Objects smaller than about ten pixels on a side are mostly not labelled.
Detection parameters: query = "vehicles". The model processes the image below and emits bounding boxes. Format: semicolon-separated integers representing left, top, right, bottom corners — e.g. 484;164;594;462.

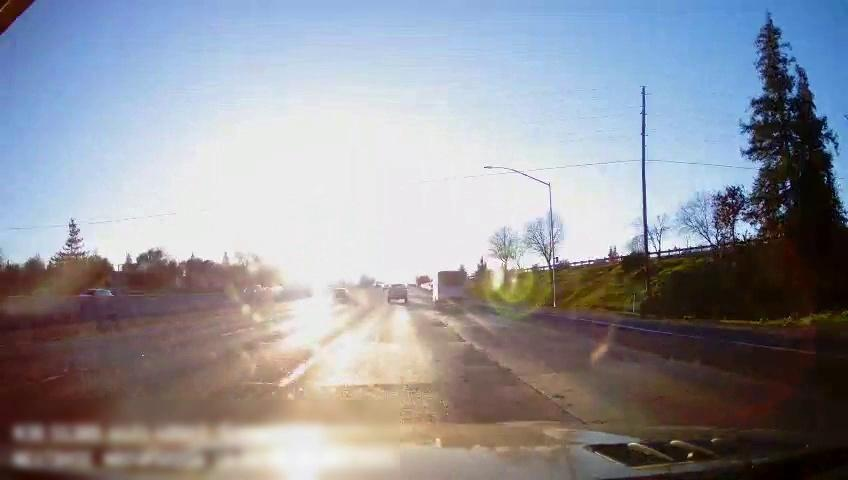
242;284;269;294
334;287;351;300
386;283;409;304
431;270;469;309
76;288;114;297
